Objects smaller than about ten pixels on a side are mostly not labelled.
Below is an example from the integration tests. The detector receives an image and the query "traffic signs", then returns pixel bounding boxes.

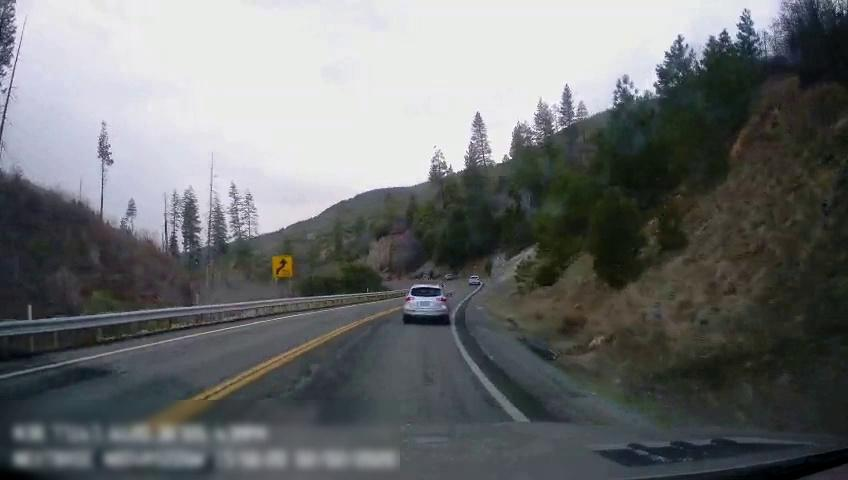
[272,255,293,278]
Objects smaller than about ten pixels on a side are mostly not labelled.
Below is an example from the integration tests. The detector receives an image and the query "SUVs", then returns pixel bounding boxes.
[403,285,452,325]
[468,275,481,286]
